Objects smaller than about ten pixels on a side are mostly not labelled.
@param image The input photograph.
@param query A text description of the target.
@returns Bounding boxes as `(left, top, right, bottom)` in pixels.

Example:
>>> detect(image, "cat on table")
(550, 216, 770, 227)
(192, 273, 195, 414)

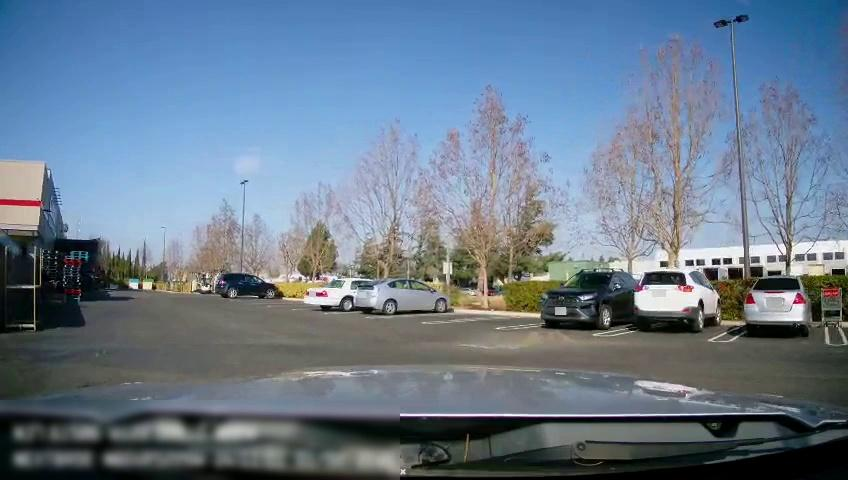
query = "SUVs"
(214, 272, 279, 301)
(632, 266, 722, 334)
(540, 266, 640, 331)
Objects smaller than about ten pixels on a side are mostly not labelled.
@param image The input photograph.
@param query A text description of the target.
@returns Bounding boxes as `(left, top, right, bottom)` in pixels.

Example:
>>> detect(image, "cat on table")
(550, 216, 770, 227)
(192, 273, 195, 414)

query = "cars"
(303, 277, 369, 312)
(352, 276, 451, 316)
(744, 276, 811, 337)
